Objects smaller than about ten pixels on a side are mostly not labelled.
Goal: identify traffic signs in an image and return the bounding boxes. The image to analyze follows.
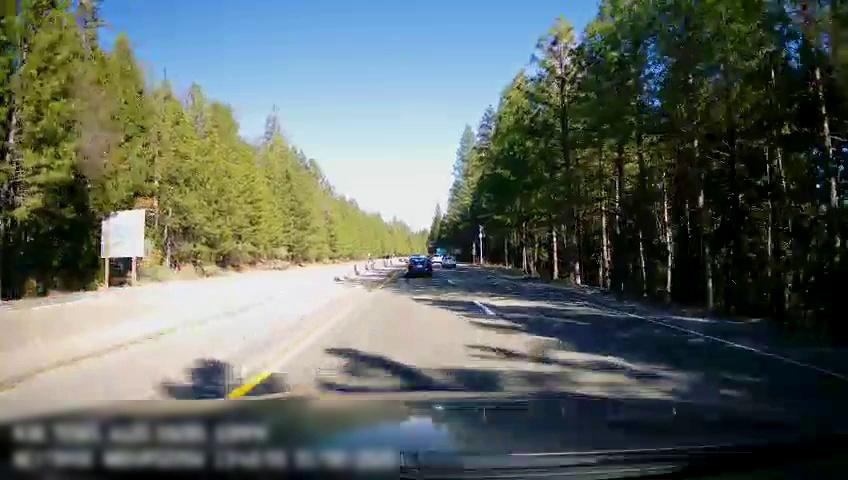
[433,247,448,256]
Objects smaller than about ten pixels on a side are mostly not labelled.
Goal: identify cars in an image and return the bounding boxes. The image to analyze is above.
[430,254,443,264]
[442,257,456,268]
[407,256,433,278]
